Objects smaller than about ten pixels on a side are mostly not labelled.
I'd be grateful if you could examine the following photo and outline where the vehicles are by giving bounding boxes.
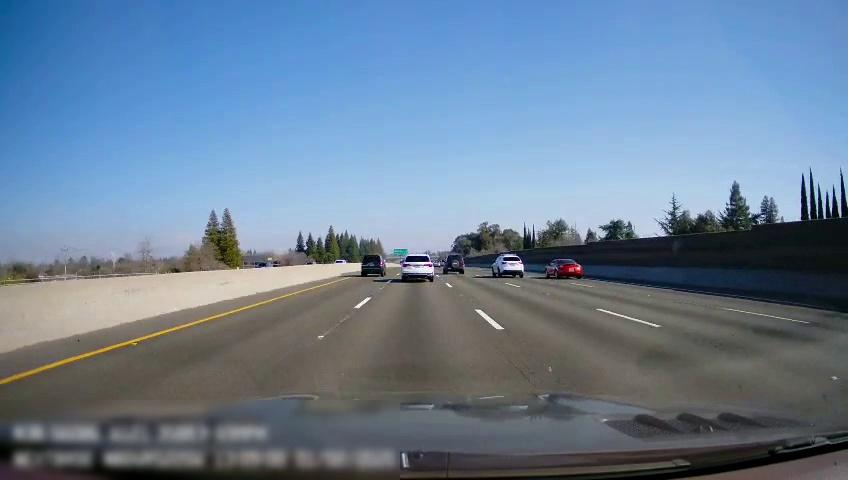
[360,254,388,278]
[490,255,525,279]
[334,260,348,265]
[442,254,465,275]
[255,262,274,269]
[401,254,435,283]
[544,258,584,280]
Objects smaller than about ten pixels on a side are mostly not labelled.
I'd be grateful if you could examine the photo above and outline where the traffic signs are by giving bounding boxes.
[391,248,408,256]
